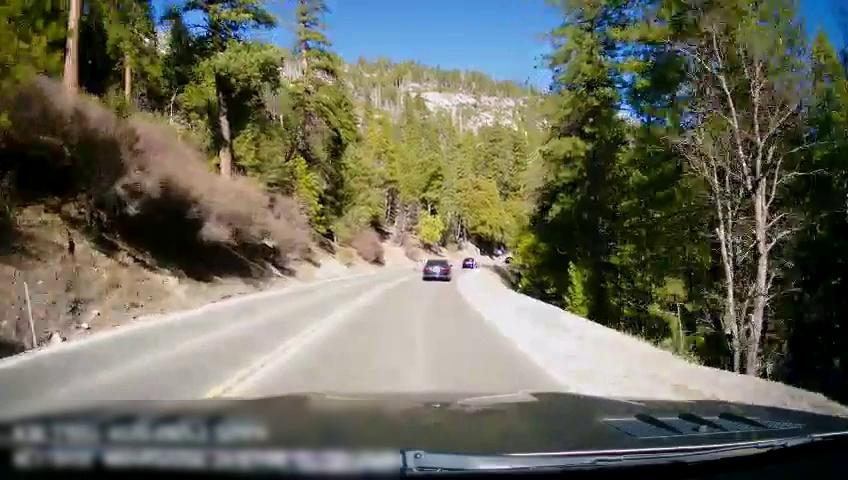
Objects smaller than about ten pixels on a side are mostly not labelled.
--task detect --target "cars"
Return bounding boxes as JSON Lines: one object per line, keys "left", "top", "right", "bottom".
{"left": 422, "top": 258, "right": 452, "bottom": 282}
{"left": 462, "top": 257, "right": 478, "bottom": 270}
